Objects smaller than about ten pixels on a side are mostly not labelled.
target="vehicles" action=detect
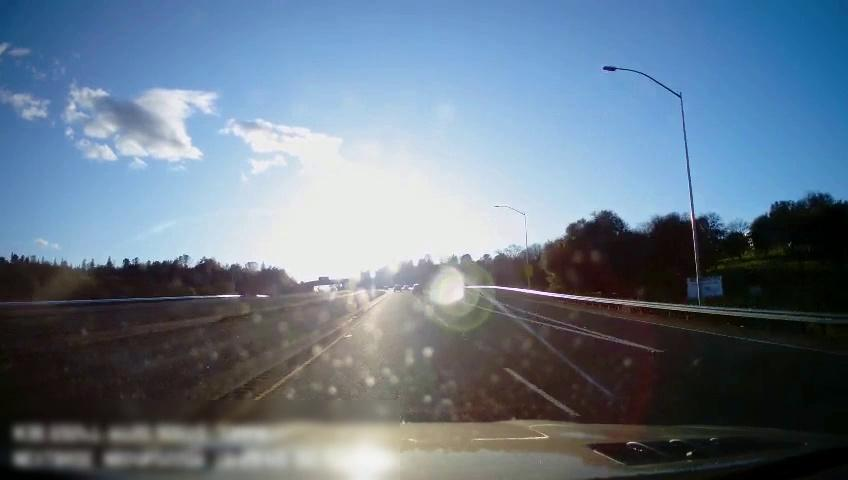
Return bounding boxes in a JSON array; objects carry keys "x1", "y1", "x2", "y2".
[{"x1": 412, "y1": 283, "x2": 424, "y2": 294}]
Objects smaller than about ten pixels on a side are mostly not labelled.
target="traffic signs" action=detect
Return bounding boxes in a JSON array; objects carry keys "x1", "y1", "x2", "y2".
[
  {"x1": 524, "y1": 264, "x2": 534, "y2": 277},
  {"x1": 686, "y1": 277, "x2": 724, "y2": 299}
]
